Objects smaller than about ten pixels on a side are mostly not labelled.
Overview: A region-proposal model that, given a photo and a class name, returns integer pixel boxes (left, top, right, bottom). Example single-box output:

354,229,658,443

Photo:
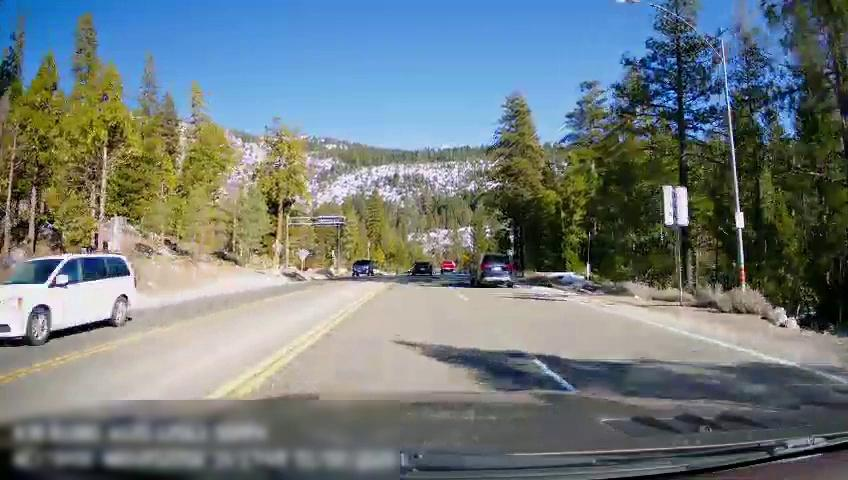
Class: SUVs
469,253,516,289
352,259,375,279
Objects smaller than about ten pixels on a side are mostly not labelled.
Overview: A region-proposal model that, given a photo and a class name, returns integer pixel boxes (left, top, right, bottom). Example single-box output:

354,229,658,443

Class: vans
0,252,137,347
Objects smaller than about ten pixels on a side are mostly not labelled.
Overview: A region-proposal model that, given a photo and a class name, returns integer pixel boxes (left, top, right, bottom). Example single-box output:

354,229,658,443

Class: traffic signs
662,184,689,227
735,212,745,228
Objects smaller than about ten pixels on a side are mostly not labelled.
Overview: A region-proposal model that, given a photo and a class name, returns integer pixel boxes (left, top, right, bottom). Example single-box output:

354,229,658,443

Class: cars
440,260,456,273
411,261,433,277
